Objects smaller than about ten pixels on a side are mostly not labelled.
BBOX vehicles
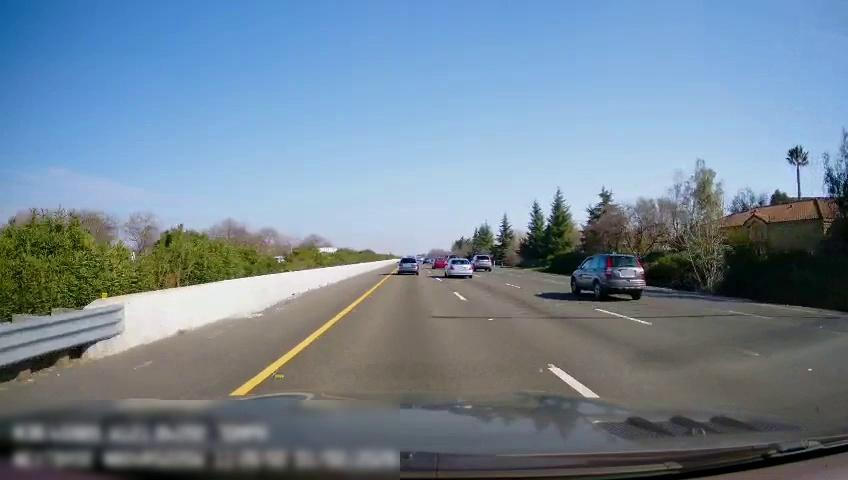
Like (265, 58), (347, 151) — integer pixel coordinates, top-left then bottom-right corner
(396, 256), (420, 276)
(316, 247), (338, 254)
(422, 257), (431, 264)
(431, 257), (446, 269)
(445, 258), (474, 278)
(569, 253), (645, 302)
(469, 253), (493, 272)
